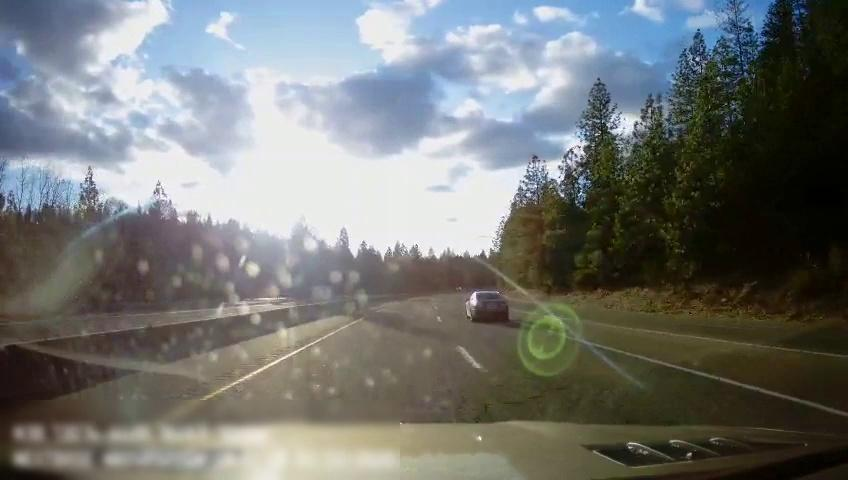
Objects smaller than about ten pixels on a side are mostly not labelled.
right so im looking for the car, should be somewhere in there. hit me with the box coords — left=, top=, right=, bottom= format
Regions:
left=465, top=290, right=509, bottom=324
